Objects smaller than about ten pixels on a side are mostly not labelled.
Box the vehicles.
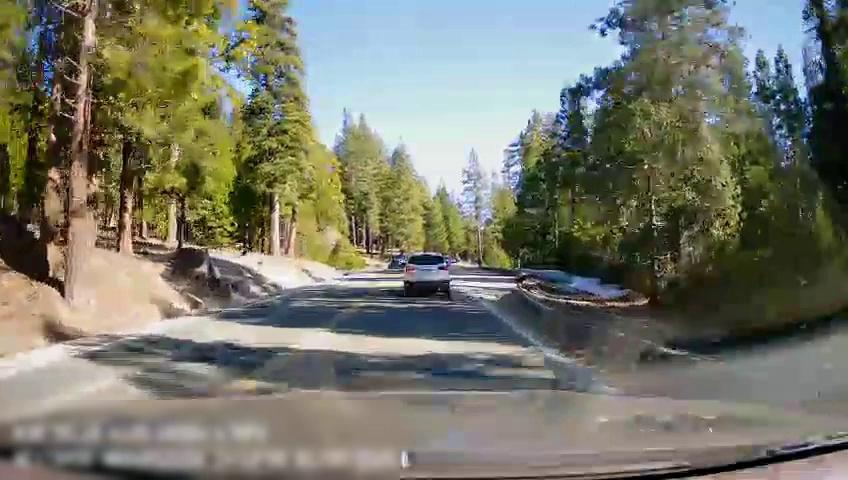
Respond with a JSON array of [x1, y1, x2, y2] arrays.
[[402, 251, 450, 297], [387, 254, 409, 269]]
